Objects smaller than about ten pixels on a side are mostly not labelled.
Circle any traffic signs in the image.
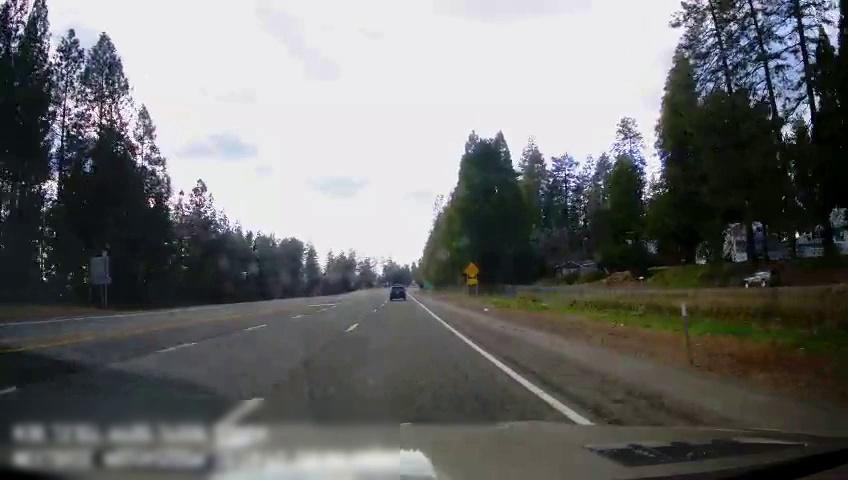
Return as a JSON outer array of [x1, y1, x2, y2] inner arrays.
[[463, 263, 479, 278], [465, 278, 480, 286]]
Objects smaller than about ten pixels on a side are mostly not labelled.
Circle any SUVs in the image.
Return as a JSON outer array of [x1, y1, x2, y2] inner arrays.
[[389, 286, 407, 302]]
